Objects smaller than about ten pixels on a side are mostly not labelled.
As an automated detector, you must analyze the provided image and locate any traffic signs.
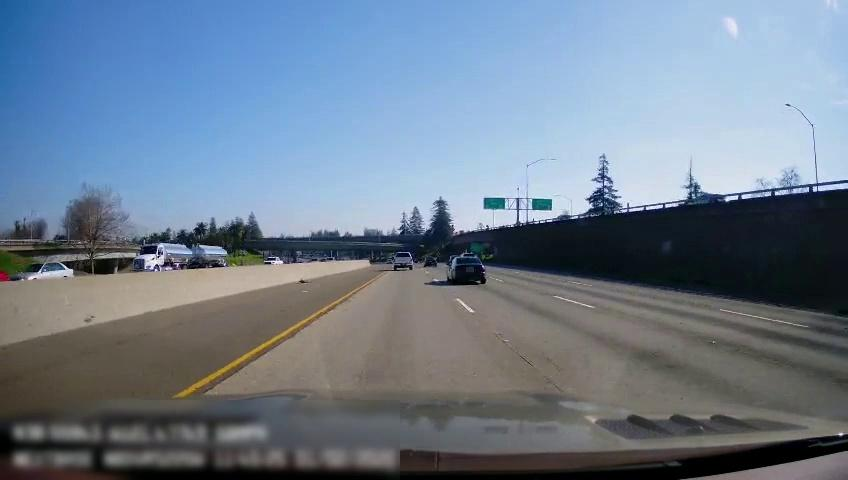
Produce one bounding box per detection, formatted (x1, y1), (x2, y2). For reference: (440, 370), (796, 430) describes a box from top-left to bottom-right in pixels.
(470, 242), (481, 253)
(483, 197), (506, 210)
(261, 250), (272, 258)
(531, 197), (553, 212)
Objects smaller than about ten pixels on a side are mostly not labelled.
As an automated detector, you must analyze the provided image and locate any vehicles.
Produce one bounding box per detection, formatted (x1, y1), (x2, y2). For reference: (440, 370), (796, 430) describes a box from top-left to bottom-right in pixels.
(264, 256), (284, 266)
(557, 214), (571, 221)
(447, 255), (487, 285)
(677, 191), (727, 207)
(424, 256), (438, 268)
(0, 270), (9, 282)
(391, 251), (414, 272)
(460, 252), (475, 259)
(129, 239), (229, 274)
